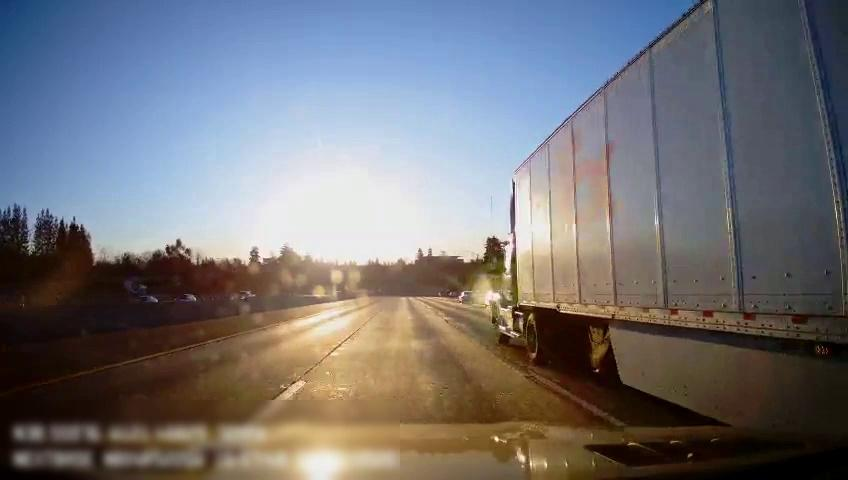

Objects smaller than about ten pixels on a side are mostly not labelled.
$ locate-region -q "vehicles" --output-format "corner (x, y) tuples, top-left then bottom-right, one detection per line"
(231, 290), (257, 301)
(135, 295), (158, 303)
(459, 291), (474, 304)
(490, 0), (848, 430)
(173, 293), (197, 301)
